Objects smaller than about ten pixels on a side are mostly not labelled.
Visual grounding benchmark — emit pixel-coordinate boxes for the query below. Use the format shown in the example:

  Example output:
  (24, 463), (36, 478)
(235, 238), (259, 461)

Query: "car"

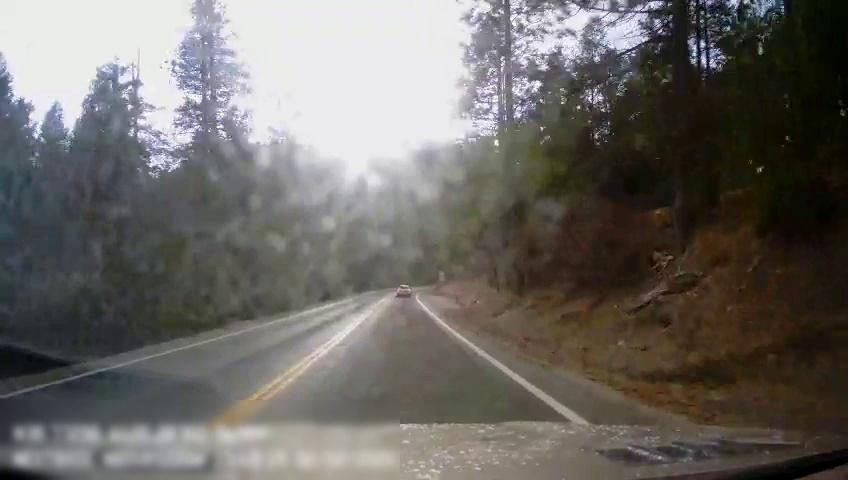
(396, 285), (411, 298)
